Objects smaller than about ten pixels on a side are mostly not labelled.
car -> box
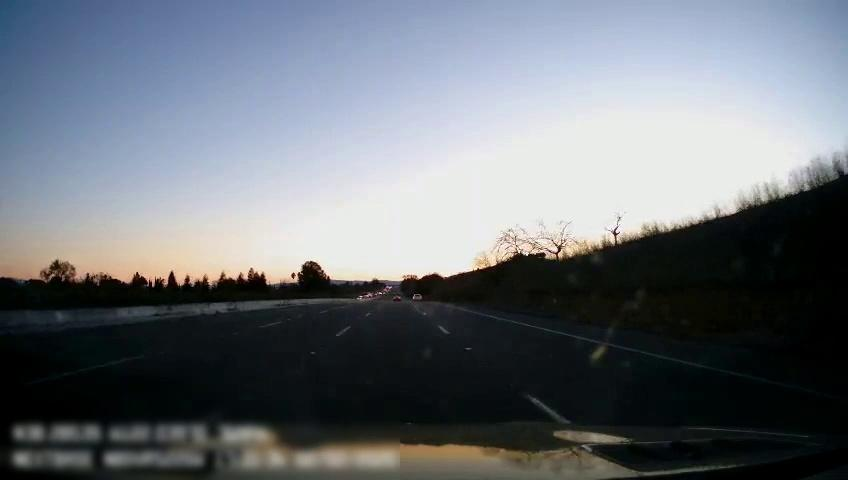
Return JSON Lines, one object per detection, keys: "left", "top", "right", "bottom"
{"left": 411, "top": 293, "right": 423, "bottom": 301}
